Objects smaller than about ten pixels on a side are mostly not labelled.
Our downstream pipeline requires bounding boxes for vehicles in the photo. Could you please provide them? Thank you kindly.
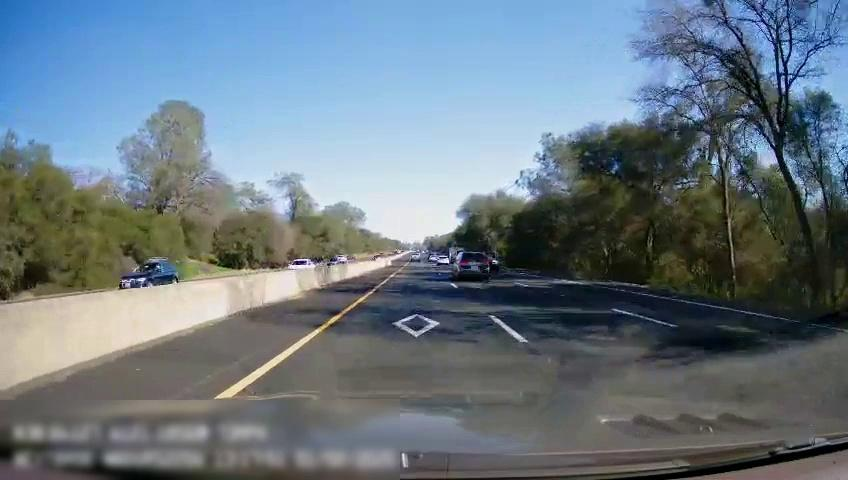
[448,248,464,263]
[326,257,341,266]
[119,261,180,289]
[486,254,500,272]
[410,252,421,262]
[437,255,450,266]
[429,255,438,263]
[288,259,316,270]
[452,251,490,282]
[338,255,348,263]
